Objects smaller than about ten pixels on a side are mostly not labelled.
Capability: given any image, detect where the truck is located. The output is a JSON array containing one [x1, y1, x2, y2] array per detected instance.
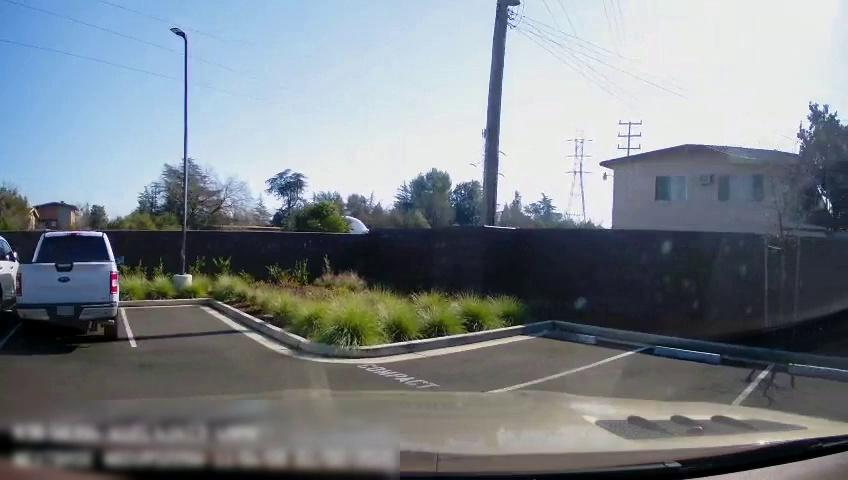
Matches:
[[15, 229, 120, 342]]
